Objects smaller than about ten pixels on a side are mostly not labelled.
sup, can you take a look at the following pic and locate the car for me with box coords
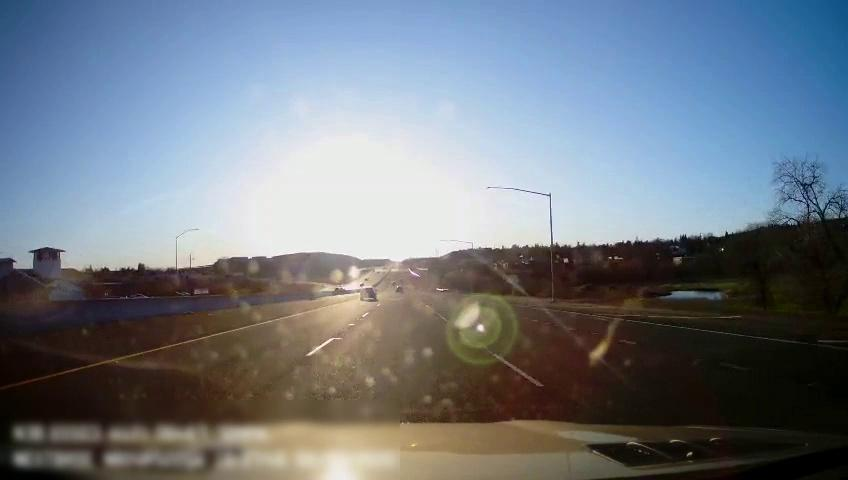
[359,285,377,302]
